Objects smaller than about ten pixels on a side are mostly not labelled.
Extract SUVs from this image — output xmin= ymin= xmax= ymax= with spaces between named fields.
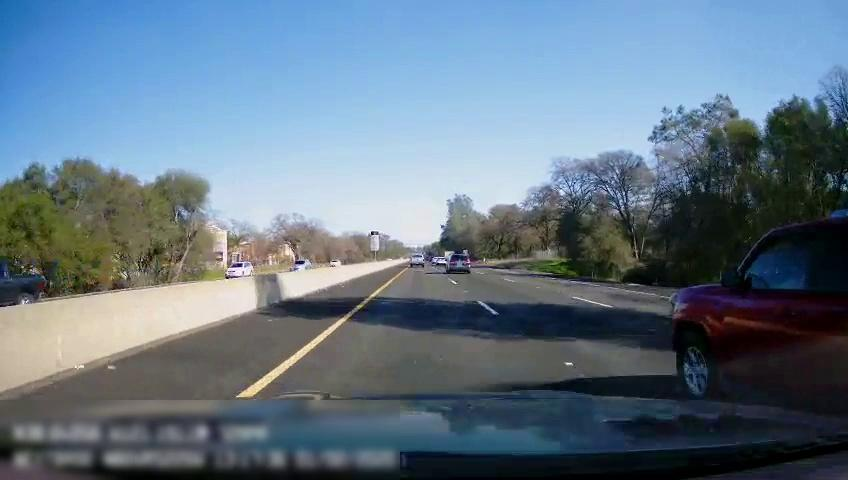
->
xmin=290 ymin=259 xmax=312 ymax=272
xmin=446 ymin=255 xmax=471 ymax=274
xmin=224 ymin=261 xmax=254 ymax=280
xmin=670 ymin=206 xmax=848 ymax=417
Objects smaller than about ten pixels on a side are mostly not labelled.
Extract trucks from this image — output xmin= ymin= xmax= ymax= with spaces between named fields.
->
xmin=0 ymin=259 xmax=45 ymax=306
xmin=409 ymin=253 xmax=424 ymax=267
